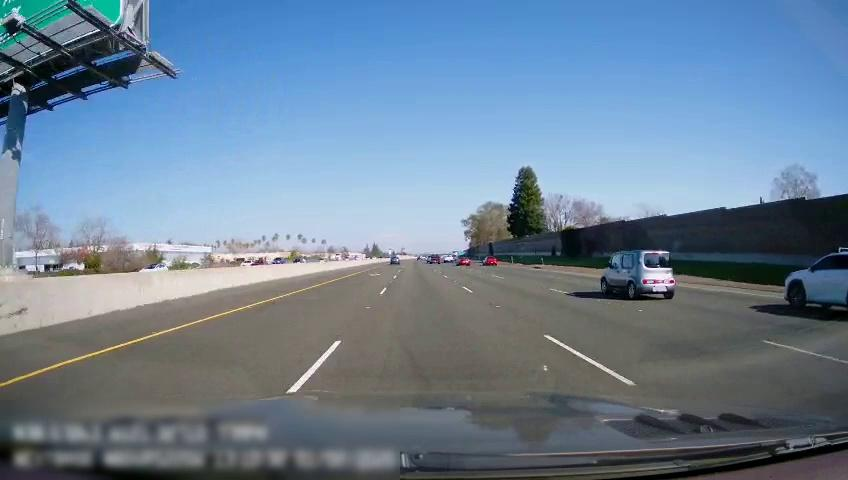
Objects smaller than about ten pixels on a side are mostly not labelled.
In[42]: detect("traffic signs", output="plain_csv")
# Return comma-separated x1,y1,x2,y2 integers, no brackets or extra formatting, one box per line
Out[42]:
0,0,122,47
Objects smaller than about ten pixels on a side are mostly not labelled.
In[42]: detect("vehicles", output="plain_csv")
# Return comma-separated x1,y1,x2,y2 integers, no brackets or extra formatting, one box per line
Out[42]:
270,256,286,265
456,254,472,266
429,254,442,264
240,259,255,267
481,256,498,266
250,259,268,266
139,263,169,272
599,250,676,301
389,255,400,265
784,252,848,312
